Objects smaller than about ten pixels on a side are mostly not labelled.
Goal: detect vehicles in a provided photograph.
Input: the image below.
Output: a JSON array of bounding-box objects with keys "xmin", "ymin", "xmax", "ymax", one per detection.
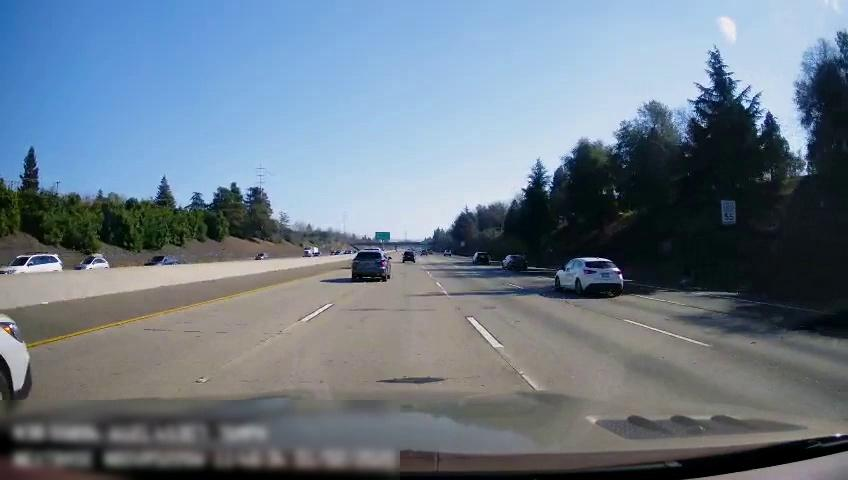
[
  {"xmin": 362, "ymin": 248, "xmax": 381, "ymax": 251},
  {"xmin": 73, "ymin": 257, "xmax": 109, "ymax": 270},
  {"xmin": 143, "ymin": 255, "xmax": 177, "ymax": 267},
  {"xmin": 303, "ymin": 246, "xmax": 319, "ymax": 258},
  {"xmin": 0, "ymin": 254, "xmax": 63, "ymax": 275},
  {"xmin": 350, "ymin": 250, "xmax": 393, "ymax": 282},
  {"xmin": 254, "ymin": 253, "xmax": 269, "ymax": 261},
  {"xmin": 471, "ymin": 252, "xmax": 490, "ymax": 265},
  {"xmin": 554, "ymin": 257, "xmax": 624, "ymax": 298},
  {"xmin": 0, "ymin": 313, "xmax": 31, "ymax": 419},
  {"xmin": 500, "ymin": 254, "xmax": 529, "ymax": 271},
  {"xmin": 402, "ymin": 251, "xmax": 417, "ymax": 264}
]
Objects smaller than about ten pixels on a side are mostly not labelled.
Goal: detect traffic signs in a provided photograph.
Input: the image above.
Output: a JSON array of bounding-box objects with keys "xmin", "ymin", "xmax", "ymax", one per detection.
[
  {"xmin": 722, "ymin": 200, "xmax": 737, "ymax": 225},
  {"xmin": 375, "ymin": 231, "xmax": 389, "ymax": 240}
]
